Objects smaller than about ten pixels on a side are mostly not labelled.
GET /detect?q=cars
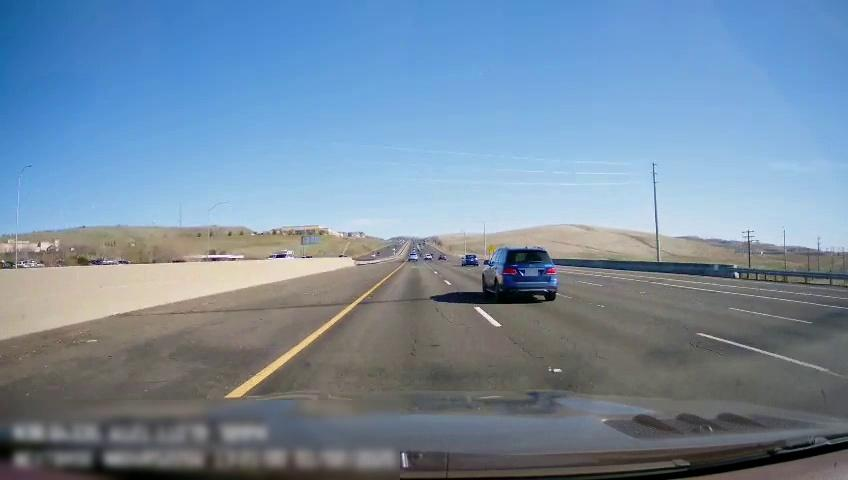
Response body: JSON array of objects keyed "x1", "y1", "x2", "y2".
[{"x1": 461, "y1": 254, "x2": 479, "y2": 266}]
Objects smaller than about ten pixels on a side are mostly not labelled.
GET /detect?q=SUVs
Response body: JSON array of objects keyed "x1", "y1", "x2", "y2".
[
  {"x1": 407, "y1": 252, "x2": 418, "y2": 261},
  {"x1": 481, "y1": 249, "x2": 557, "y2": 302}
]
